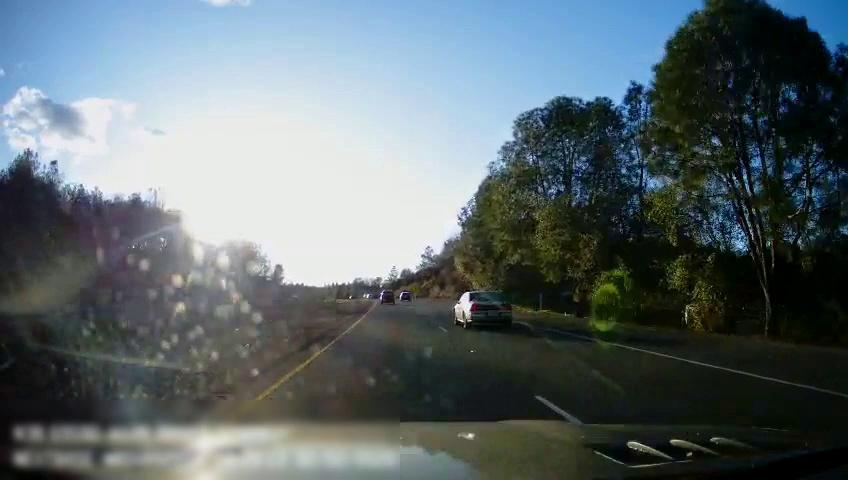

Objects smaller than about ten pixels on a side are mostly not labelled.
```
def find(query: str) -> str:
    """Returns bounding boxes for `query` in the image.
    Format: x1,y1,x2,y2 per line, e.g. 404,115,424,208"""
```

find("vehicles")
381,291,396,305
453,291,513,330
400,291,411,301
